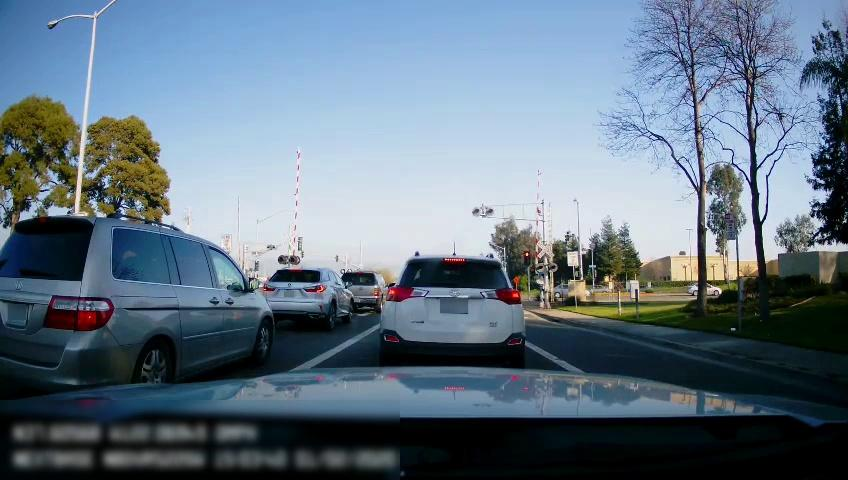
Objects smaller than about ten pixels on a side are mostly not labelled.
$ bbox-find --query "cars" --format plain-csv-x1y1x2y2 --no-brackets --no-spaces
687,283,723,297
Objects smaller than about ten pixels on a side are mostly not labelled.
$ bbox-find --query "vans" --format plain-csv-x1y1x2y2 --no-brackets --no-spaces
0,212,277,394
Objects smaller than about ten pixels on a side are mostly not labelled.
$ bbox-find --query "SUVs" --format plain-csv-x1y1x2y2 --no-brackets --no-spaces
339,270,387,313
380,251,525,364
552,283,590,298
261,266,354,330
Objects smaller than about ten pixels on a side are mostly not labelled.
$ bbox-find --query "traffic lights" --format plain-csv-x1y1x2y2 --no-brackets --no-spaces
277,255,290,265
289,255,301,265
564,231,570,245
297,236,303,252
523,250,531,265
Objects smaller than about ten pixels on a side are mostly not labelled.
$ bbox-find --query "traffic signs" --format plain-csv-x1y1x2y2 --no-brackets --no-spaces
567,251,579,267
537,240,555,260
